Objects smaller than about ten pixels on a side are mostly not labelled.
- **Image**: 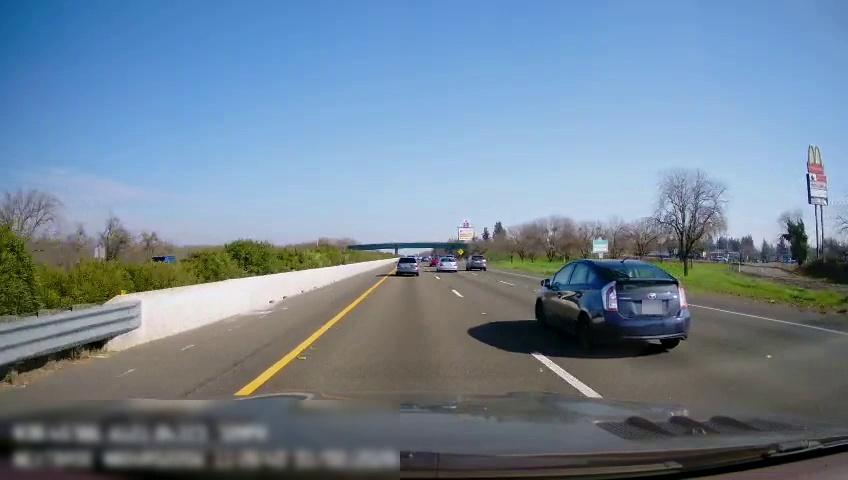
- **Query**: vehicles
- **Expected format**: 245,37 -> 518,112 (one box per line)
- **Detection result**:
150,255 -> 176,265
435,256 -> 458,273
533,258 -> 690,350
427,259 -> 437,267
464,254 -> 486,271
398,257 -> 422,277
